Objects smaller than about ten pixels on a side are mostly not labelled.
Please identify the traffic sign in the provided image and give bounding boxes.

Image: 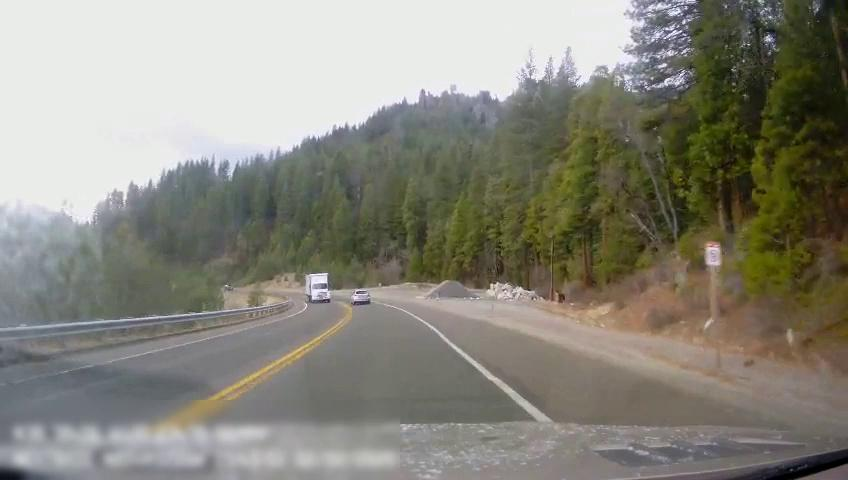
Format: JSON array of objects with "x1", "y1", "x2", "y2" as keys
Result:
[{"x1": 704, "y1": 241, "x2": 722, "y2": 266}]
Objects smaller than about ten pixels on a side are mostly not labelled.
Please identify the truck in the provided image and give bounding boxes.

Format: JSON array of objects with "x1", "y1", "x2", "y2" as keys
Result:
[{"x1": 304, "y1": 272, "x2": 331, "y2": 304}]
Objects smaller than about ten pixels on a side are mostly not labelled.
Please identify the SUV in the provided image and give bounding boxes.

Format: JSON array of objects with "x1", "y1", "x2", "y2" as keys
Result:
[{"x1": 351, "y1": 288, "x2": 371, "y2": 305}]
